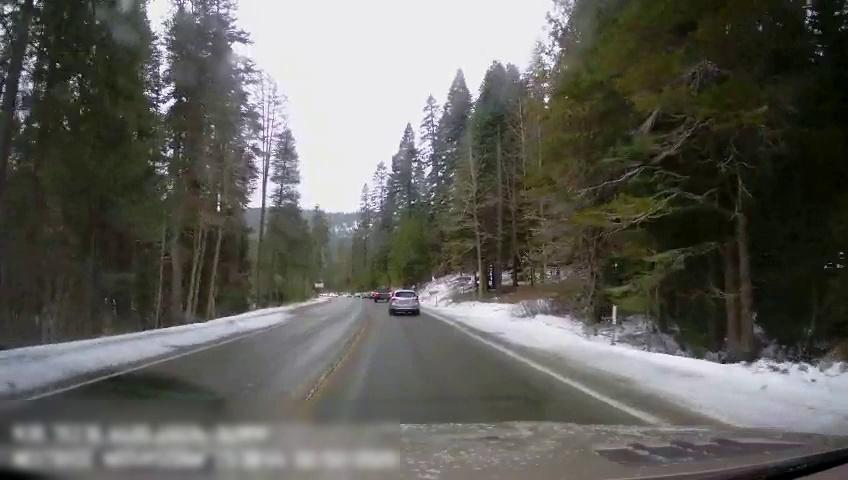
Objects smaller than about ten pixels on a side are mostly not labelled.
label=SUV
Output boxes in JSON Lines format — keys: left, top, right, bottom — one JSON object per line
{"left": 389, "top": 290, "right": 419, "bottom": 315}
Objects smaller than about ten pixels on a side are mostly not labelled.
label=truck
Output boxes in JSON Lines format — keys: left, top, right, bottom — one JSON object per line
{"left": 374, "top": 288, "right": 391, "bottom": 302}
